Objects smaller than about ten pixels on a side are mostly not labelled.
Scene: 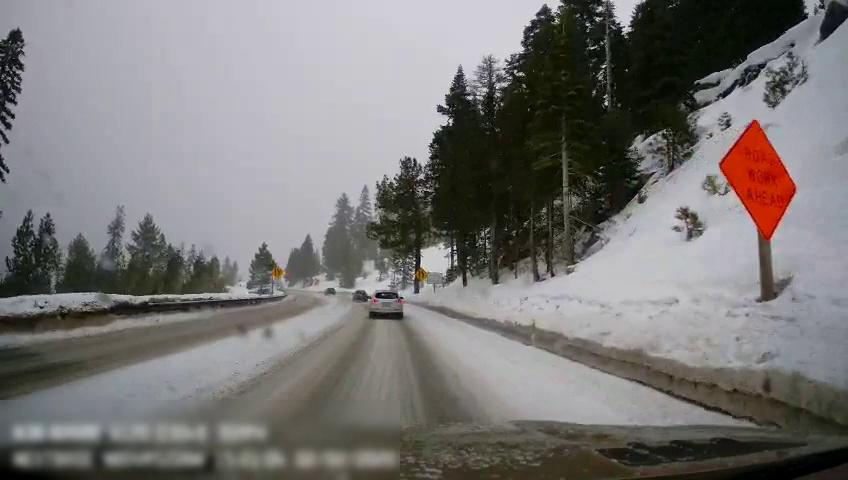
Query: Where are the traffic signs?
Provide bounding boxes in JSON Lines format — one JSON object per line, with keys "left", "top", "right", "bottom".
{"left": 718, "top": 118, "right": 798, "bottom": 242}
{"left": 414, "top": 268, "right": 426, "bottom": 284}
{"left": 270, "top": 264, "right": 283, "bottom": 281}
{"left": 426, "top": 272, "right": 444, "bottom": 285}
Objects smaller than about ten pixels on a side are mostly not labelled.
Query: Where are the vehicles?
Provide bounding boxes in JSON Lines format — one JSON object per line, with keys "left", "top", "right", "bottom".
{"left": 367, "top": 289, "right": 405, "bottom": 320}
{"left": 324, "top": 287, "right": 337, "bottom": 296}
{"left": 352, "top": 289, "right": 368, "bottom": 303}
